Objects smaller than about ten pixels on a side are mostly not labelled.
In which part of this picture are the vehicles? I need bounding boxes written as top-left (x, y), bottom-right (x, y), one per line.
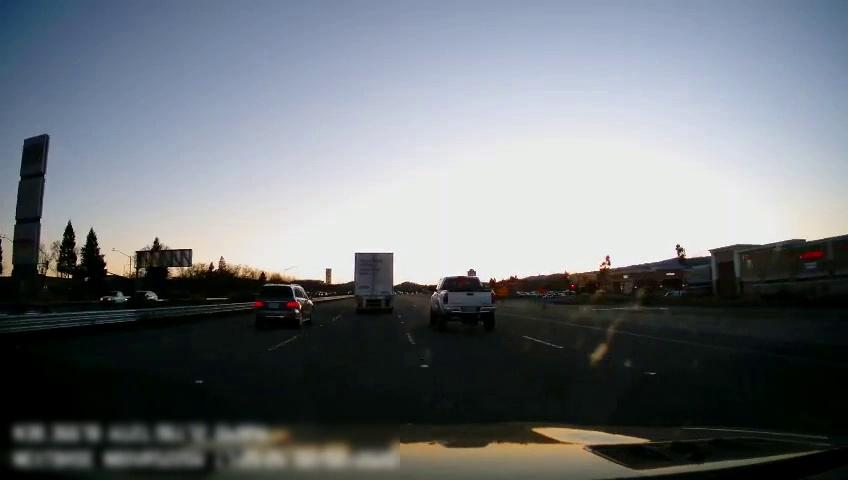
top-left (125, 290), bottom-right (158, 303)
top-left (429, 276), bottom-right (497, 334)
top-left (543, 294), bottom-right (554, 299)
top-left (355, 252), bottom-right (393, 313)
top-left (100, 290), bottom-right (129, 305)
top-left (254, 284), bottom-right (314, 331)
